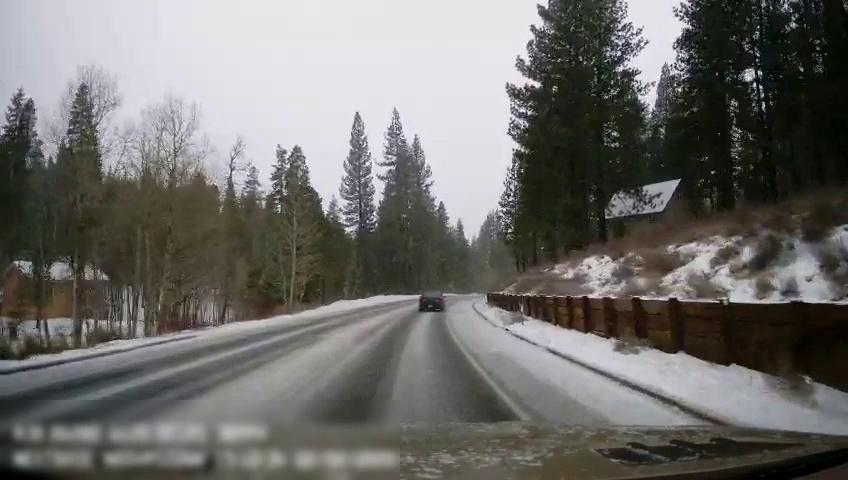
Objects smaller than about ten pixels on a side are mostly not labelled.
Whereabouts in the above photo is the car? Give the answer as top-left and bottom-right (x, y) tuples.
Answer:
(418, 290), (446, 312)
